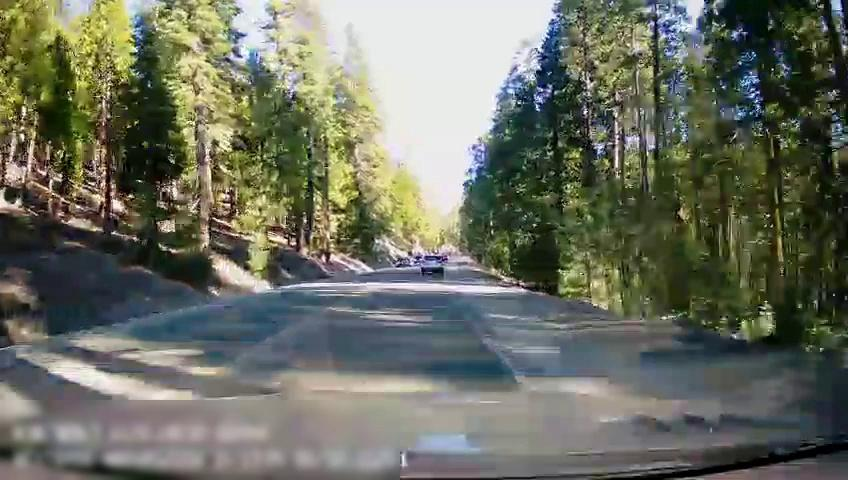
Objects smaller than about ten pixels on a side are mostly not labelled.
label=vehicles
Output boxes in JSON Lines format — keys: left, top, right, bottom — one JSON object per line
{"left": 396, "top": 257, "right": 411, "bottom": 267}
{"left": 421, "top": 255, "right": 445, "bottom": 276}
